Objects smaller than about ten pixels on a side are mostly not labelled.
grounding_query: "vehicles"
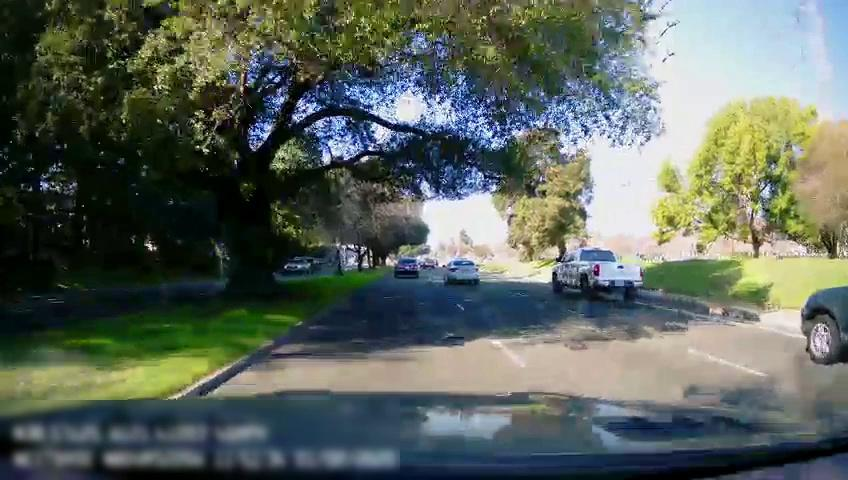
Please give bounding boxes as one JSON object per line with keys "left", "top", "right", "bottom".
{"left": 442, "top": 256, "right": 480, "bottom": 285}
{"left": 551, "top": 247, "right": 642, "bottom": 301}
{"left": 423, "top": 258, "right": 435, "bottom": 270}
{"left": 799, "top": 285, "right": 848, "bottom": 365}
{"left": 282, "top": 256, "right": 320, "bottom": 275}
{"left": 394, "top": 257, "right": 421, "bottom": 279}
